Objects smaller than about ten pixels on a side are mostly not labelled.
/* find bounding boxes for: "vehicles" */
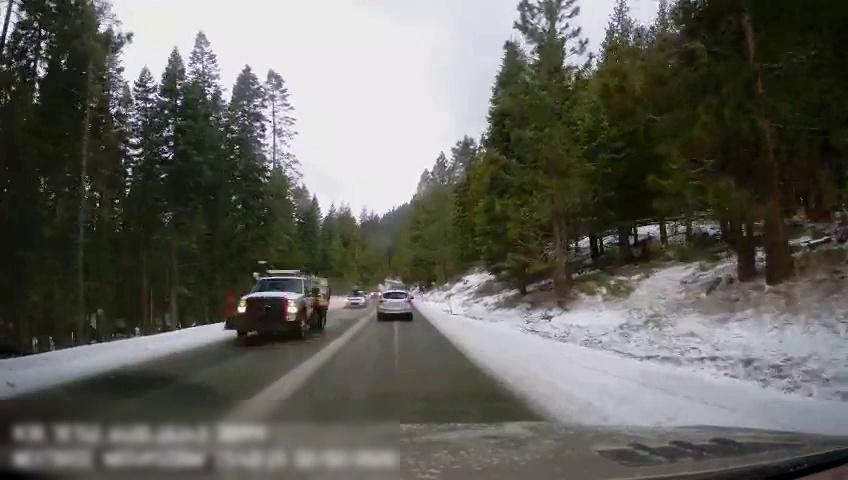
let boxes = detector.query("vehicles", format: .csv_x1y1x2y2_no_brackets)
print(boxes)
343,286,369,309
224,269,331,341
386,286,407,291
370,289,383,299
377,290,415,320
